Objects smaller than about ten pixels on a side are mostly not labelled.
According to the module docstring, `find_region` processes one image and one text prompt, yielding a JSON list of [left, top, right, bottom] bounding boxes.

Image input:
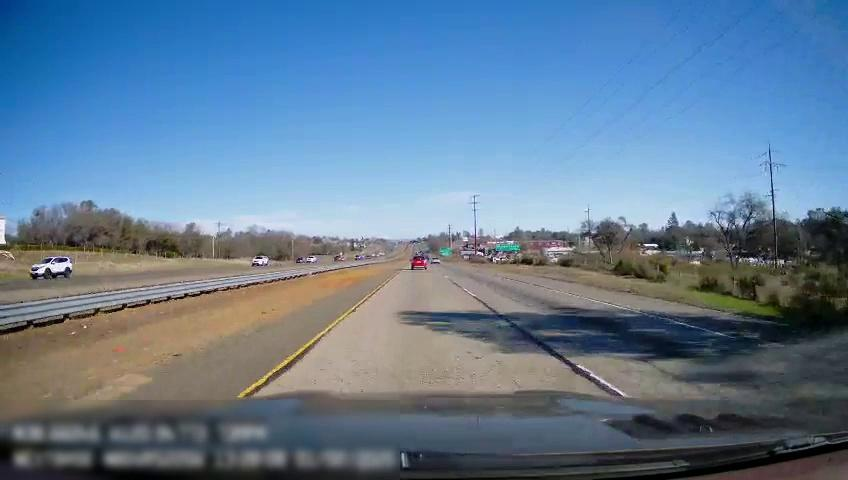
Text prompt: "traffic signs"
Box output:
[[495, 244, 519, 252], [439, 248, 453, 256]]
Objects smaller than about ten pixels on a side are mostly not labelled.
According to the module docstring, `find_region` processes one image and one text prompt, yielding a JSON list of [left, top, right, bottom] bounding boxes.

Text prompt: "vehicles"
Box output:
[[410, 254, 429, 271], [306, 256, 317, 264], [30, 256, 73, 281], [251, 255, 270, 267], [295, 256, 306, 264], [431, 257, 440, 264]]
